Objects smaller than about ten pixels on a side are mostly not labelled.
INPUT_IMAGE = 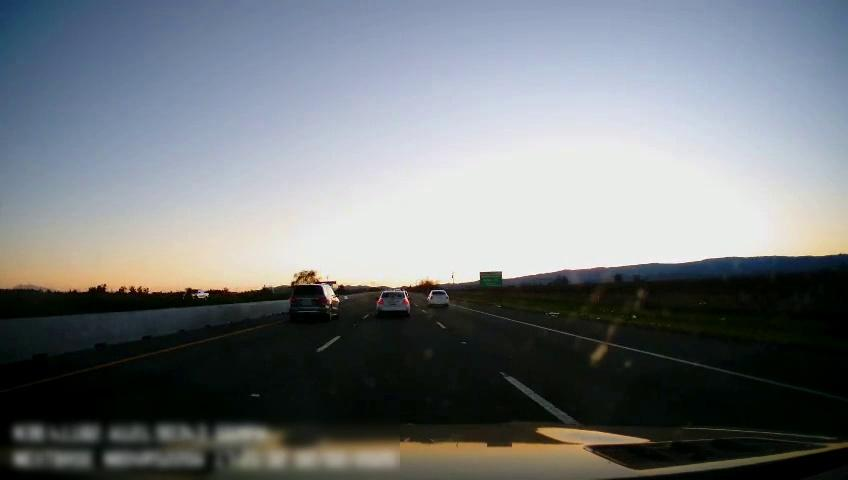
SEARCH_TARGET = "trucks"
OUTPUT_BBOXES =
[183,288,210,303]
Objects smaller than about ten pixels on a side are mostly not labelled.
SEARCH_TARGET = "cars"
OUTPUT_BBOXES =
[376,290,412,316]
[426,289,450,307]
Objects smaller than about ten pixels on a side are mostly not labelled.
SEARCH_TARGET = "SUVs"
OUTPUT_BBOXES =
[288,283,343,323]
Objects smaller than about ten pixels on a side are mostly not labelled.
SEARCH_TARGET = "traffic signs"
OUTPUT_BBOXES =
[478,270,504,287]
